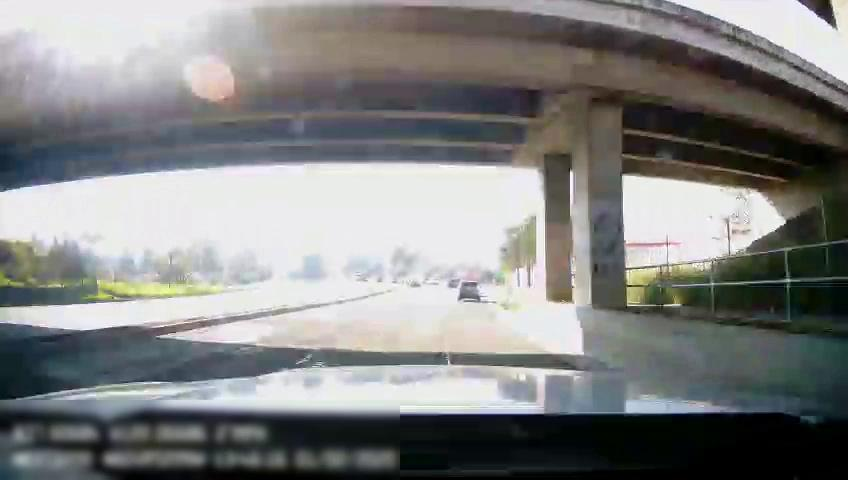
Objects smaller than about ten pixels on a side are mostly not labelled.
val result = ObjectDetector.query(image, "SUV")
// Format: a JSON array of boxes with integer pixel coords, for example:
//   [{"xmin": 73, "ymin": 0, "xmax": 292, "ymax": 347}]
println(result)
[{"xmin": 457, "ymin": 280, "xmax": 481, "ymax": 302}]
